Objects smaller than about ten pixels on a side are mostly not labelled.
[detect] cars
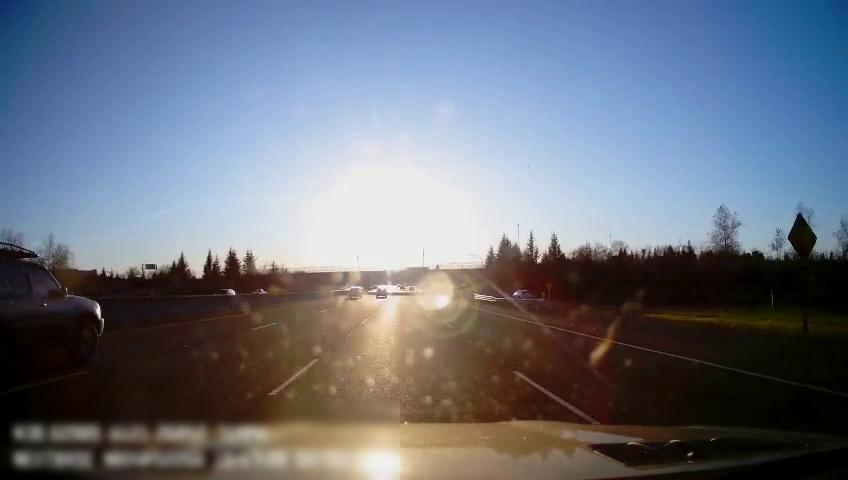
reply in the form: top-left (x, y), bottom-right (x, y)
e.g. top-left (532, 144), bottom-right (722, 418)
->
top-left (216, 289), bottom-right (236, 296)
top-left (375, 286), bottom-right (388, 298)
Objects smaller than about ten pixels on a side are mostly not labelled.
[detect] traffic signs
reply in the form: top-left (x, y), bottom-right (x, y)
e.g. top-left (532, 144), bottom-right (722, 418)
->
top-left (787, 212), bottom-right (819, 260)
top-left (404, 266), bottom-right (429, 278)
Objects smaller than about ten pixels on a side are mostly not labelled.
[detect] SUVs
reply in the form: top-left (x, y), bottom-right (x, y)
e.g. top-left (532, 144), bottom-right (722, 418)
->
top-left (0, 242), bottom-right (103, 360)
top-left (512, 290), bottom-right (531, 299)
top-left (347, 286), bottom-right (362, 299)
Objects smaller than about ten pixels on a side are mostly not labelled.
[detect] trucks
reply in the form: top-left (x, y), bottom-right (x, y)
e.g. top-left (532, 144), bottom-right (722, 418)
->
top-left (251, 288), bottom-right (268, 294)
